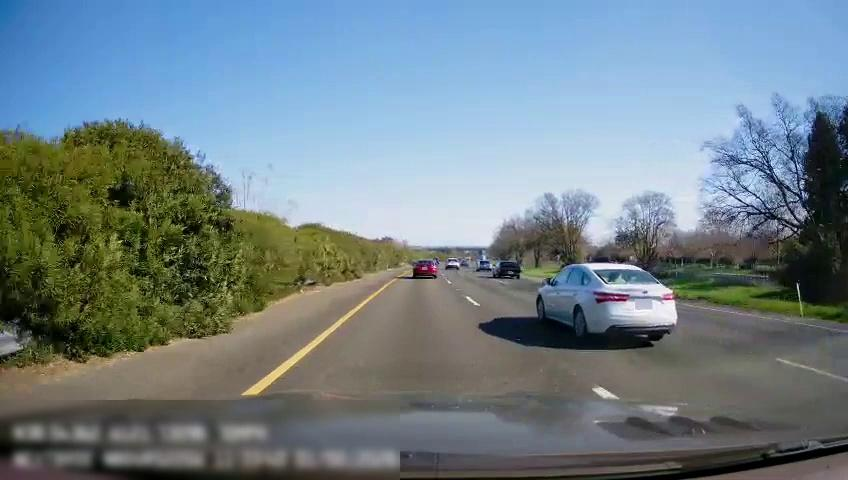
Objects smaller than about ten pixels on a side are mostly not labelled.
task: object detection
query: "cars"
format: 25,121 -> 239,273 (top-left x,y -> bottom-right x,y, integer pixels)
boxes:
492,259 -> 521,279
411,258 -> 439,280
473,260 -> 491,272
444,257 -> 460,272
533,262 -> 679,347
